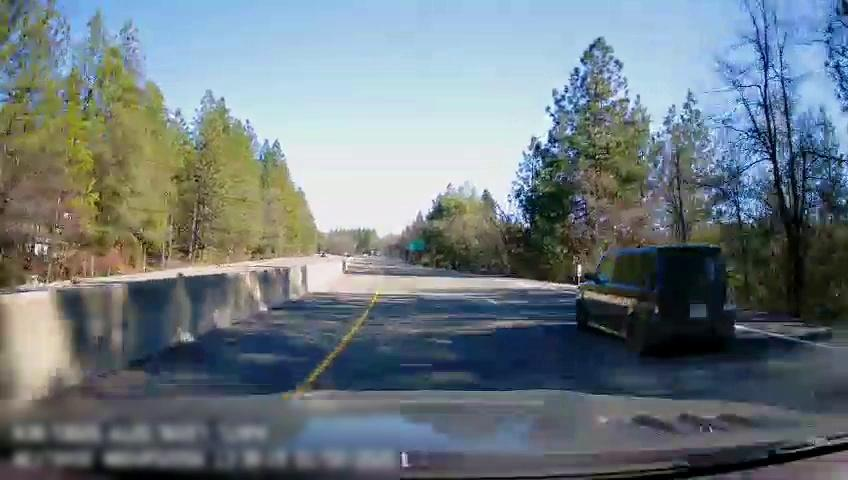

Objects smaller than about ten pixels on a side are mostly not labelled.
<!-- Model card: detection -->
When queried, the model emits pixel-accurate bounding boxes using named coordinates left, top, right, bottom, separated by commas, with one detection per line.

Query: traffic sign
left=408, top=240, right=425, bottom=250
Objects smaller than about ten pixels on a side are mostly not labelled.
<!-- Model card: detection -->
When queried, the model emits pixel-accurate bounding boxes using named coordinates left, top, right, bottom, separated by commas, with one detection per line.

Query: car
left=575, top=244, right=742, bottom=362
